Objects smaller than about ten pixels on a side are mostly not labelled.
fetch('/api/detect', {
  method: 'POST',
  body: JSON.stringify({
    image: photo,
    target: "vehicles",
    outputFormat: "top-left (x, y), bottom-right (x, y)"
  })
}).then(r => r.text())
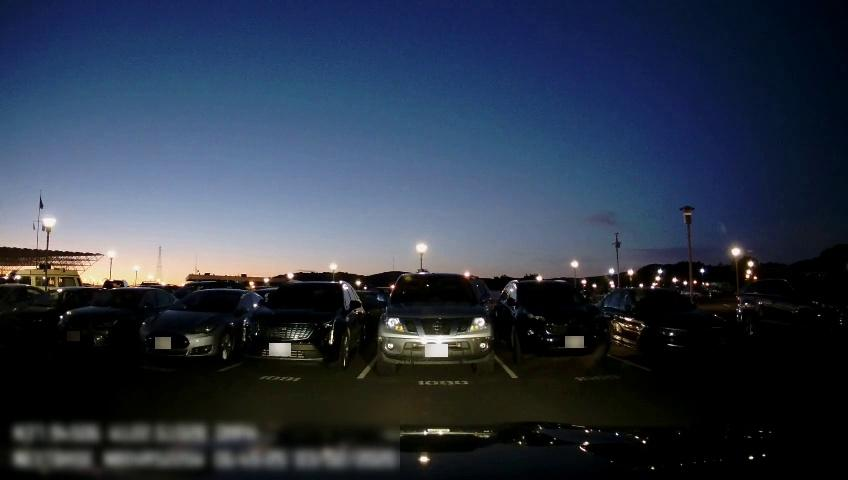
top-left (240, 279), bottom-right (372, 373)
top-left (0, 266), bottom-right (82, 294)
top-left (3, 288), bottom-right (109, 337)
top-left (491, 278), bottom-right (614, 366)
top-left (0, 283), bottom-right (47, 323)
top-left (52, 287), bottom-right (179, 355)
top-left (737, 276), bottom-right (848, 345)
top-left (102, 279), bottom-right (129, 290)
top-left (590, 288), bottom-right (738, 371)
top-left (137, 288), bottom-right (266, 365)
top-left (373, 271), bottom-right (503, 381)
